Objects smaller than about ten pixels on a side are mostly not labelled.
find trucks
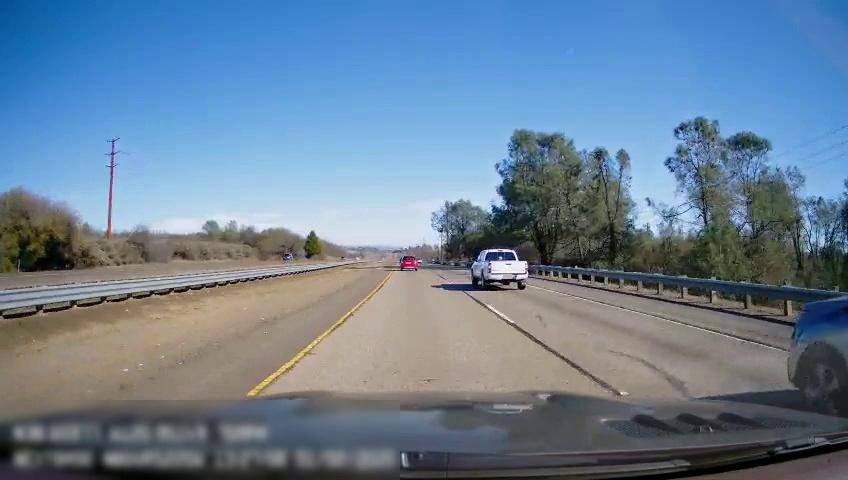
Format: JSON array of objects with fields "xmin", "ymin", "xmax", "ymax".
[{"xmin": 470, "ymin": 248, "xmax": 529, "ymax": 290}]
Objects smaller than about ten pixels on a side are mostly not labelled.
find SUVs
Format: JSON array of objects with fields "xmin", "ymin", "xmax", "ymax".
[
  {"xmin": 787, "ymin": 294, "xmax": 848, "ymax": 418},
  {"xmin": 399, "ymin": 254, "xmax": 418, "ymax": 271}
]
